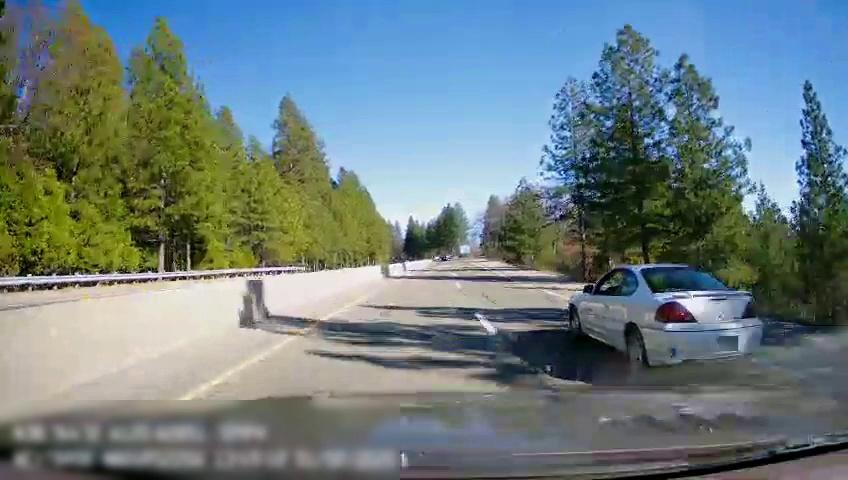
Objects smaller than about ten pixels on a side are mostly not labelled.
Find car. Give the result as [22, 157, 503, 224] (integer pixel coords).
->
[566, 265, 762, 380]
